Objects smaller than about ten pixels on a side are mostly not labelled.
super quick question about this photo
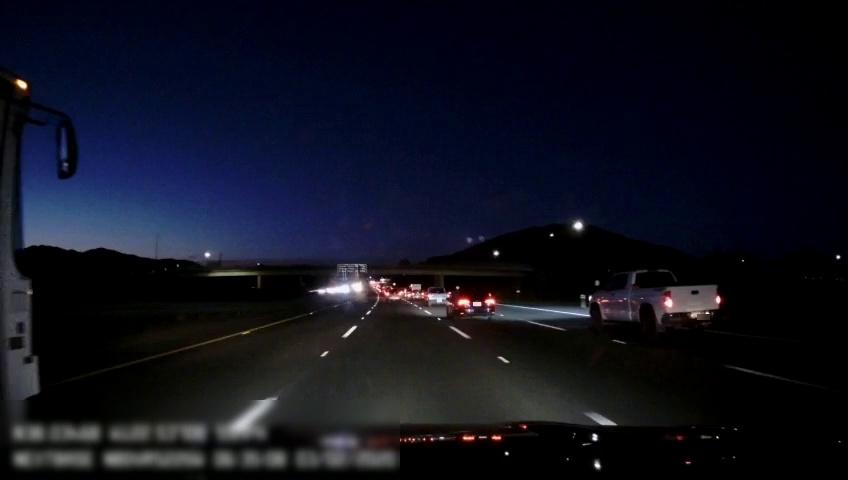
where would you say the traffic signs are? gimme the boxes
[336,263,367,276]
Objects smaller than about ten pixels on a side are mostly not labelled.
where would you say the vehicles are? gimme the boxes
[410,289,425,300]
[445,288,495,319]
[588,269,720,337]
[385,287,402,301]
[423,286,450,306]
[0,68,81,449]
